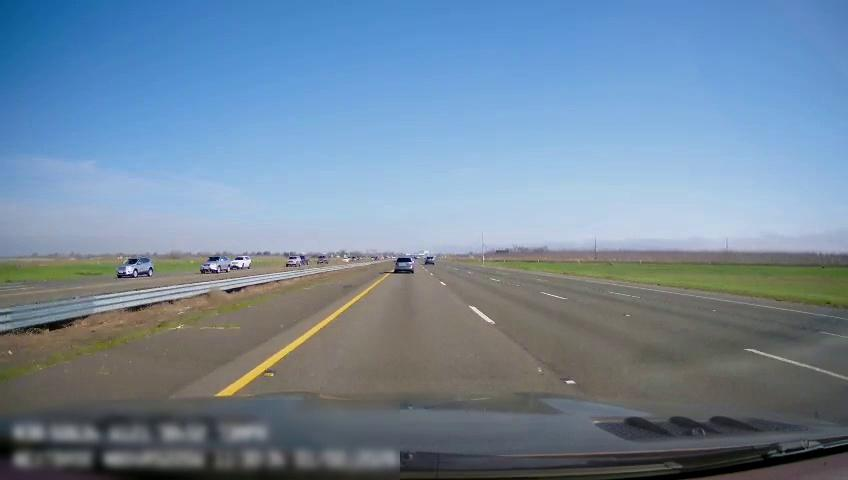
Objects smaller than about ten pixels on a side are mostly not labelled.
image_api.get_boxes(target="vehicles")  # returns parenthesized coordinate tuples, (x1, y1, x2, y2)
(316, 256, 328, 265)
(200, 256, 232, 274)
(425, 256, 436, 265)
(230, 256, 252, 270)
(116, 257, 155, 279)
(299, 255, 309, 266)
(285, 255, 302, 268)
(394, 256, 415, 274)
